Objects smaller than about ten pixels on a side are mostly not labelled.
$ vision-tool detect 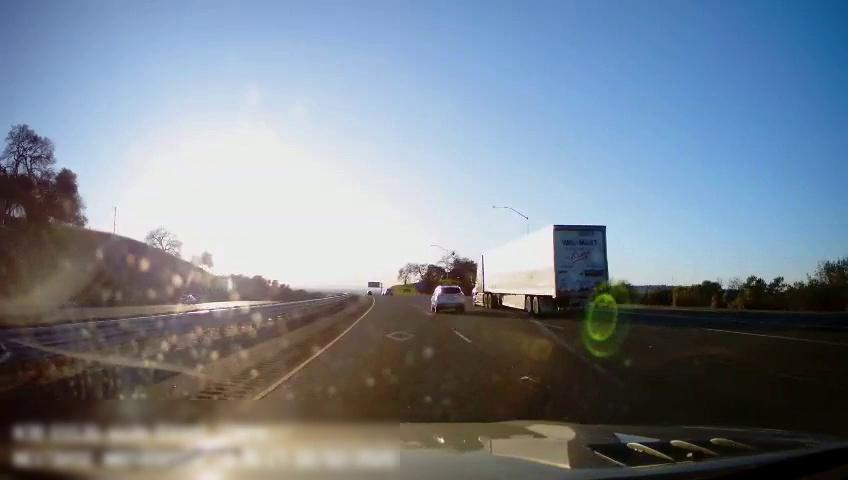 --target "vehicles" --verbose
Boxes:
[430,285,465,313]
[471,223,609,316]
[175,294,196,305]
